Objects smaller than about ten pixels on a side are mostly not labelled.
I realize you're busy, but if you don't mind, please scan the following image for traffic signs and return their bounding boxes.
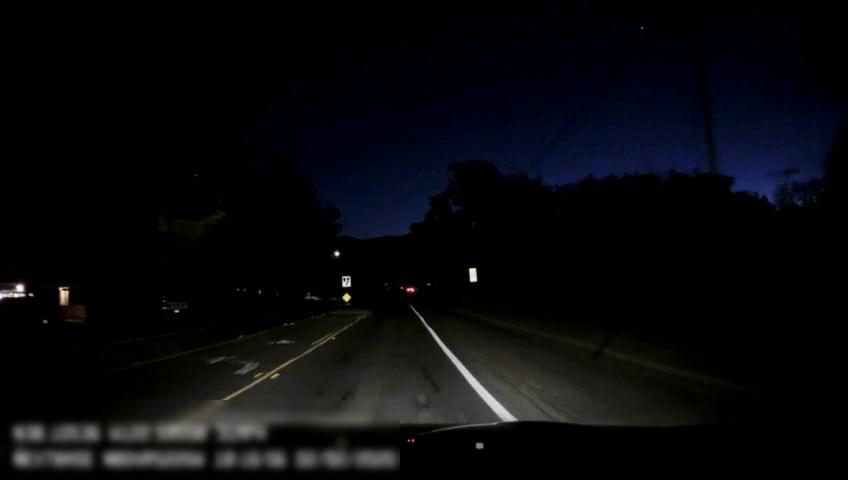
[341,275,352,288]
[468,267,478,282]
[341,292,352,303]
